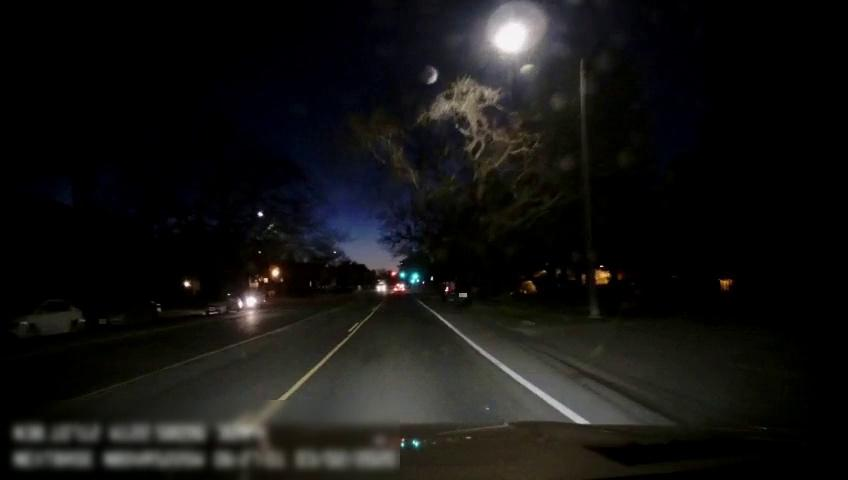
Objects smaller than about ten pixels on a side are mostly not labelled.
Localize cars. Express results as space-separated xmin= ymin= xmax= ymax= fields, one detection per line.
xmin=92 ymin=296 xmax=163 ymax=331
xmin=205 ymin=294 xmax=243 ymax=316
xmin=0 ymin=298 xmax=85 ymax=344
